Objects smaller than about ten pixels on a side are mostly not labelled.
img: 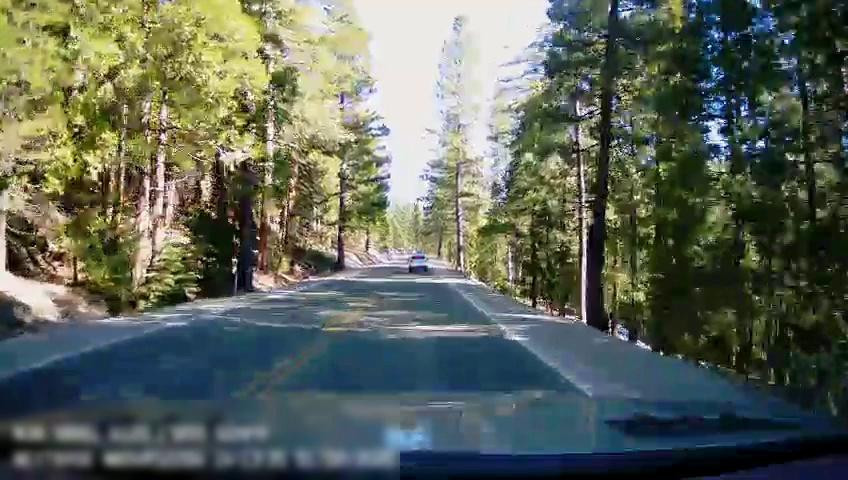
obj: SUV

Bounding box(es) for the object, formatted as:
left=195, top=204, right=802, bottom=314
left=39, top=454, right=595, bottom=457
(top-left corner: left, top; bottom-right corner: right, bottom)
left=408, top=254, right=429, bottom=272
